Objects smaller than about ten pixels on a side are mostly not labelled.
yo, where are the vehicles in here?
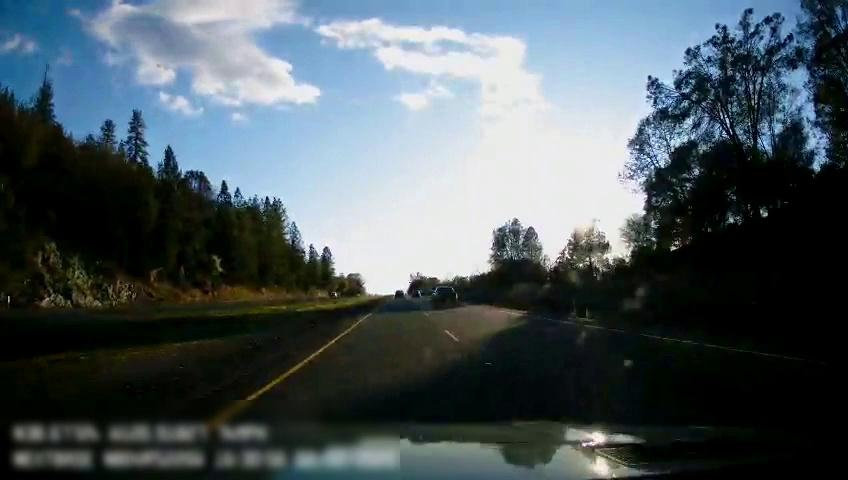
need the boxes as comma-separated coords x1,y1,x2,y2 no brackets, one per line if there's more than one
411,289,422,299
431,287,457,307
394,290,405,300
